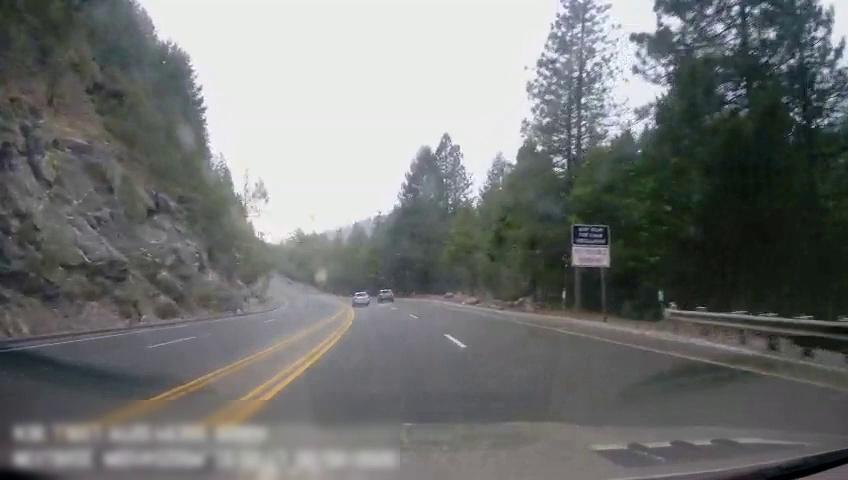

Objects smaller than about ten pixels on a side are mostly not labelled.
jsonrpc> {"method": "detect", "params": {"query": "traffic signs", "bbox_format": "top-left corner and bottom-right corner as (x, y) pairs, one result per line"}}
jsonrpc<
(571, 223), (612, 269)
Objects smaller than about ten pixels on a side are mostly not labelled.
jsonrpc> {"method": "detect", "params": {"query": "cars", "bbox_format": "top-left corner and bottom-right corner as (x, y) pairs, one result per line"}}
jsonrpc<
(352, 291), (370, 306)
(377, 289), (394, 303)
